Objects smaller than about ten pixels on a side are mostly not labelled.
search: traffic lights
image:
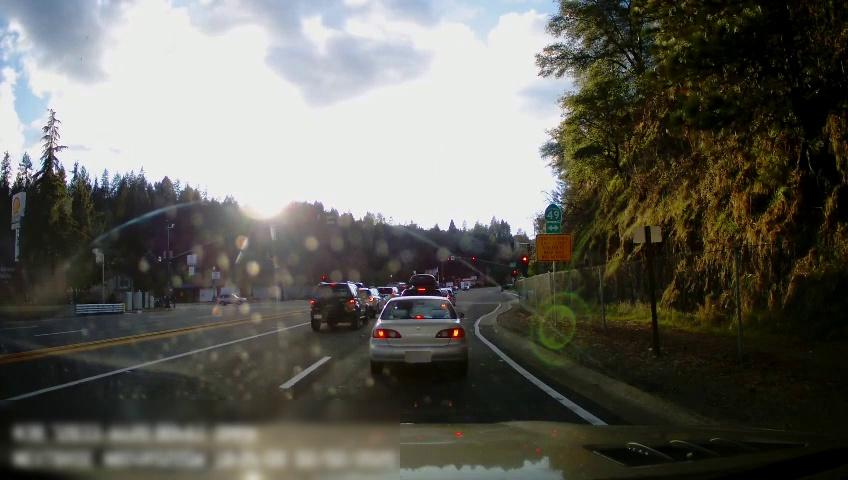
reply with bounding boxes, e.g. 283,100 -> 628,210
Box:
520,255 -> 528,271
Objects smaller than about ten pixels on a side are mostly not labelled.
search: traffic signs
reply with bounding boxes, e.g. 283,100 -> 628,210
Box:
543,221 -> 562,234
535,234 -> 572,262
544,203 -> 562,221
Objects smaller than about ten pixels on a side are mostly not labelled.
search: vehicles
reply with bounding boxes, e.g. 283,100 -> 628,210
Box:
441,287 -> 457,304
368,295 -> 468,375
360,287 -> 387,318
403,273 -> 443,297
310,281 -> 371,331
216,290 -> 246,306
